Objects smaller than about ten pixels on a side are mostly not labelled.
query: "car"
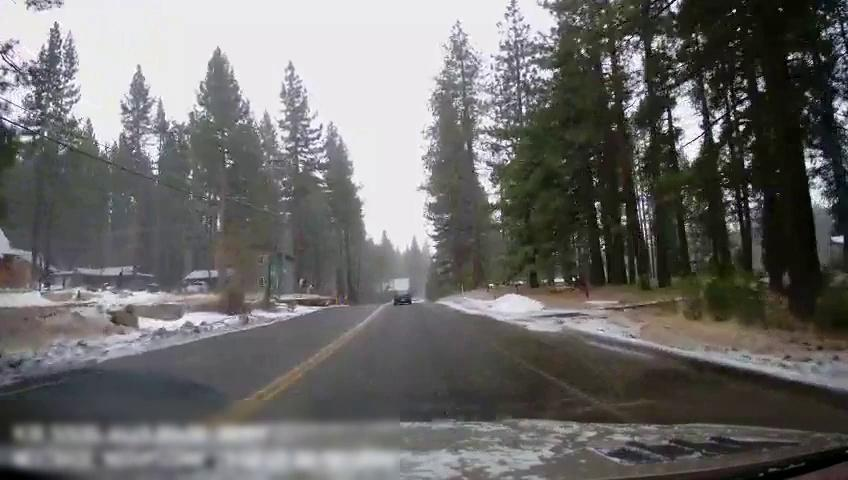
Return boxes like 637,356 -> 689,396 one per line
393,294 -> 412,306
